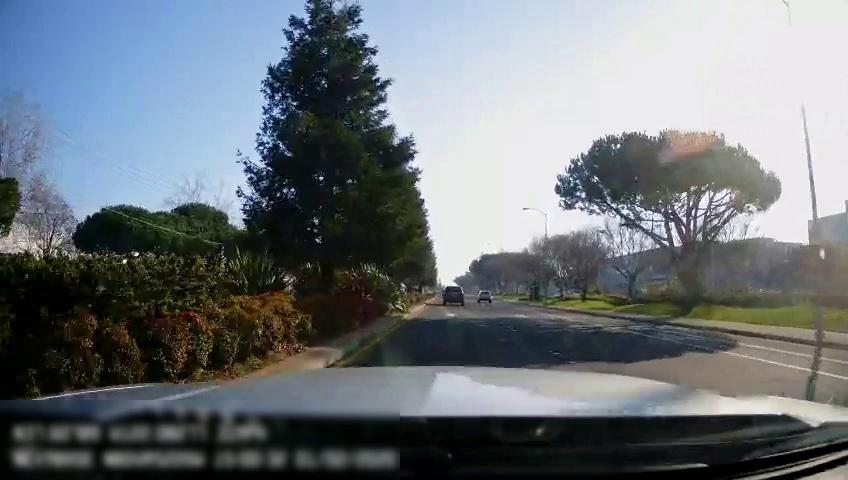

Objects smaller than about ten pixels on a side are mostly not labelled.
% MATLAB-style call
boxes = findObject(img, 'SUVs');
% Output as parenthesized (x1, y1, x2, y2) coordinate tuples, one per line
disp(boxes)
(477, 289, 492, 304)
(442, 285, 465, 306)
